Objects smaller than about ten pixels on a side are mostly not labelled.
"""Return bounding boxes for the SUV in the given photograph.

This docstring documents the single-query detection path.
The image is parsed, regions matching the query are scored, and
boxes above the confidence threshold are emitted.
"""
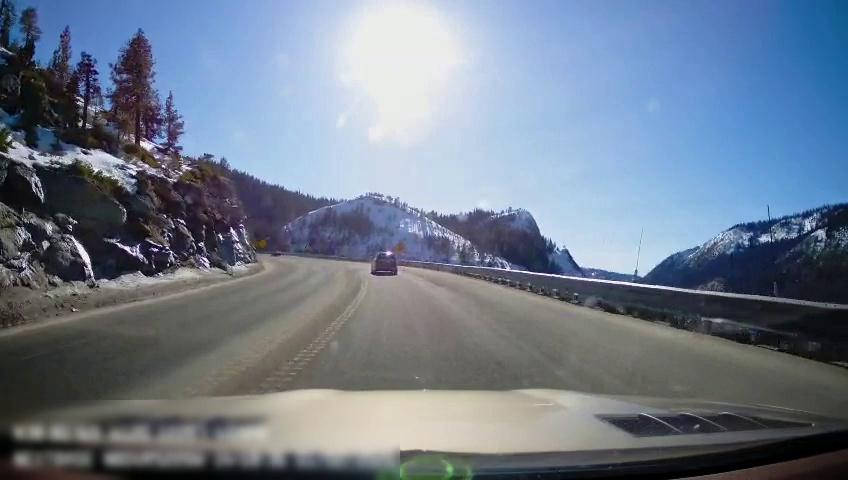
[371,251,399,275]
